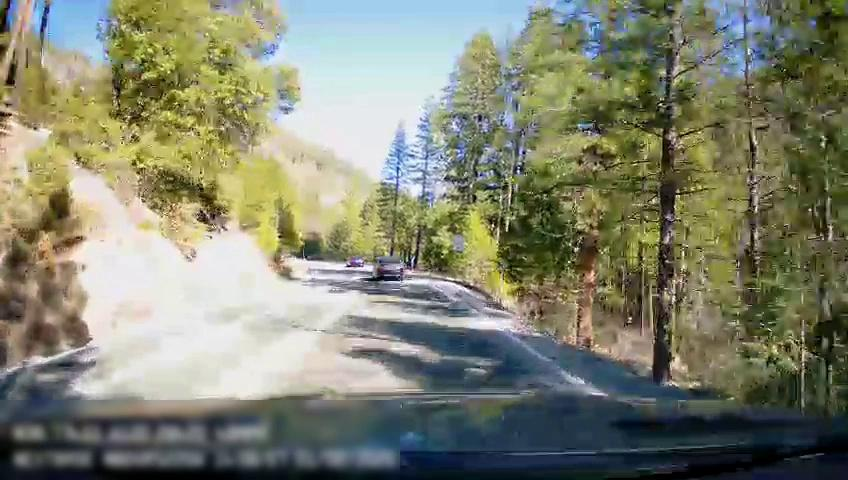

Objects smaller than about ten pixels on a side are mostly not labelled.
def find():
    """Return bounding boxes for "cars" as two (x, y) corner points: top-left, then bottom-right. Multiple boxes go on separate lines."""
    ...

(345, 254), (365, 269)
(372, 257), (405, 282)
